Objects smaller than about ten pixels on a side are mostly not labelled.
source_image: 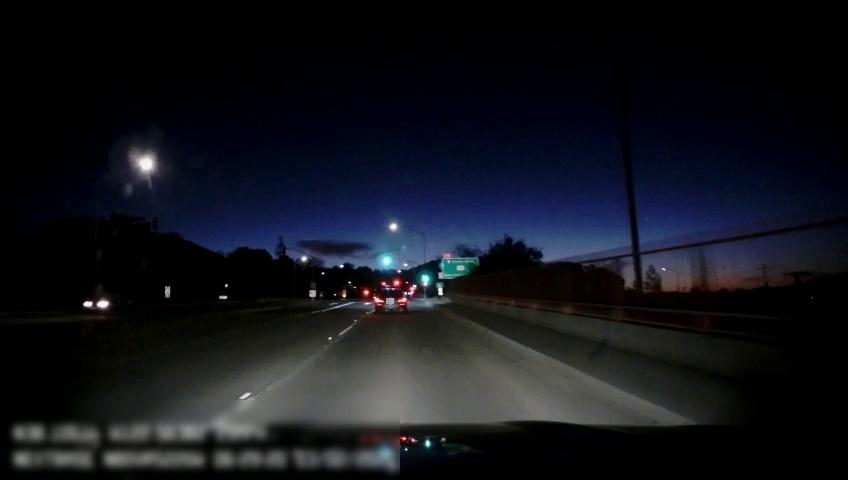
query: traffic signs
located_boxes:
[164,285,171,299]
[440,257,480,280]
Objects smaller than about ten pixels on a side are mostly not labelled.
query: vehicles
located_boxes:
[81,295,115,313]
[373,286,408,314]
